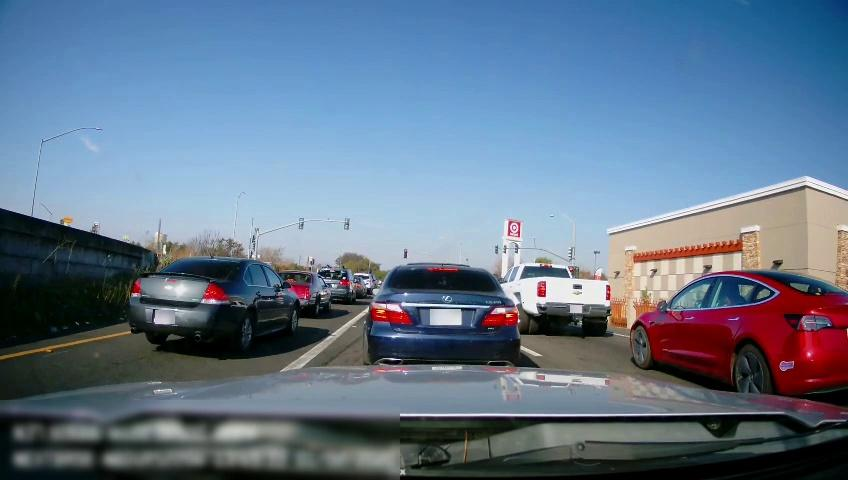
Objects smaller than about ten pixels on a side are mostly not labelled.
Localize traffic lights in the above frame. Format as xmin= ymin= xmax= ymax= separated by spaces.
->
xmin=514 ymin=242 xmax=520 ymax=254
xmin=567 ymin=246 xmax=574 ymax=261
xmin=403 ymin=248 xmax=408 ymax=259
xmin=573 ymin=265 xmax=581 ymax=280
xmin=567 ymin=265 xmax=578 ymax=280
xmin=298 ymin=217 xmax=305 ymax=230
xmin=343 ymin=217 xmax=351 ymax=231
xmin=502 ymin=244 xmax=508 ymax=255
xmin=494 ymin=244 xmax=499 ymax=255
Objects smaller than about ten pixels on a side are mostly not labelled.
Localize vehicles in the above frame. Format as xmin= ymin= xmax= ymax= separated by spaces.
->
xmin=274 ymin=269 xmax=334 ymax=317
xmin=496 ymin=262 xmax=613 ymax=336
xmin=352 ymin=275 xmax=369 ymax=300
xmin=628 ymin=267 xmax=848 ymax=397
xmin=316 ymin=264 xmax=359 ymax=305
xmin=352 ymin=272 xmax=374 ymax=295
xmin=369 ymin=273 xmax=378 ymax=289
xmin=361 ymin=262 xmax=523 ymax=369
xmin=126 ymin=255 xmax=301 ymax=356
